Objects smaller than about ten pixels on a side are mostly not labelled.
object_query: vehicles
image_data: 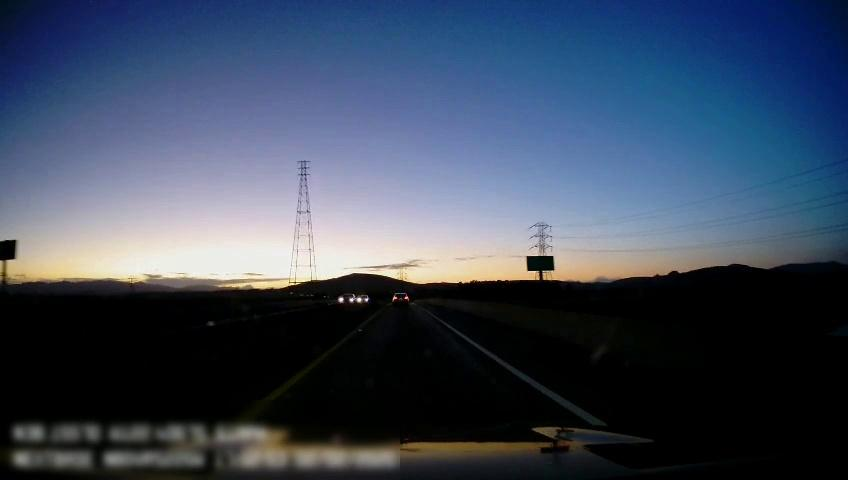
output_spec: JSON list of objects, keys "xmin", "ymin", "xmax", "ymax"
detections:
[
  {"xmin": 356, "ymin": 294, "xmax": 370, "ymax": 304},
  {"xmin": 392, "ymin": 292, "xmax": 410, "ymax": 307},
  {"xmin": 338, "ymin": 293, "xmax": 355, "ymax": 306}
]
